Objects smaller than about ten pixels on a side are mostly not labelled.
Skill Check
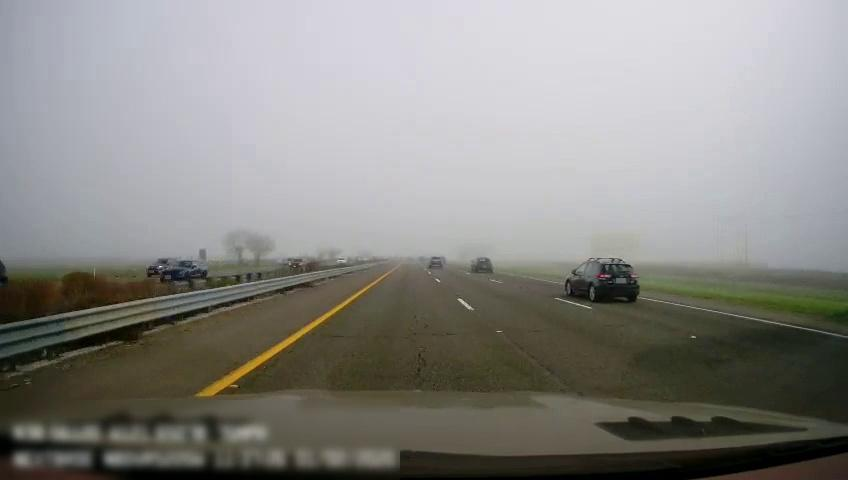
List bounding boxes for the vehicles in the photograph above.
[0,261,11,287]
[335,257,348,265]
[470,257,494,273]
[288,257,311,271]
[428,256,444,269]
[564,257,642,304]
[159,259,209,282]
[145,257,176,279]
